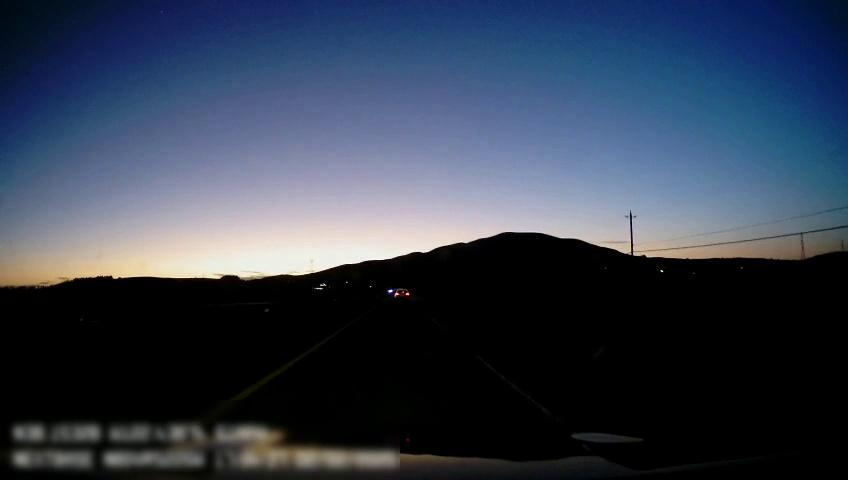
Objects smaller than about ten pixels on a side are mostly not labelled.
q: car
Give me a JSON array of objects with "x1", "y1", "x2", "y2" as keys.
[{"x1": 393, "y1": 288, "x2": 410, "y2": 302}]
